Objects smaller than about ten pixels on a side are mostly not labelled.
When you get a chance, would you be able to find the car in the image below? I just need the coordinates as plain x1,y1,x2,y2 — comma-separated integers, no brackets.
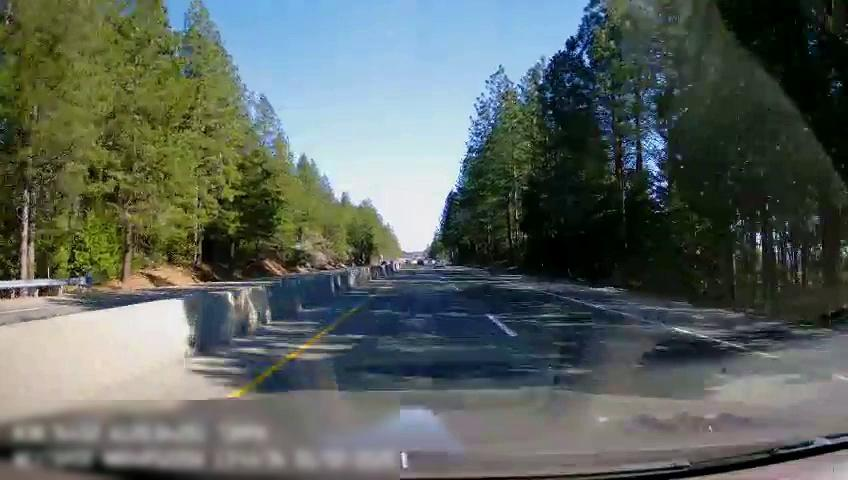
434,257,447,268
